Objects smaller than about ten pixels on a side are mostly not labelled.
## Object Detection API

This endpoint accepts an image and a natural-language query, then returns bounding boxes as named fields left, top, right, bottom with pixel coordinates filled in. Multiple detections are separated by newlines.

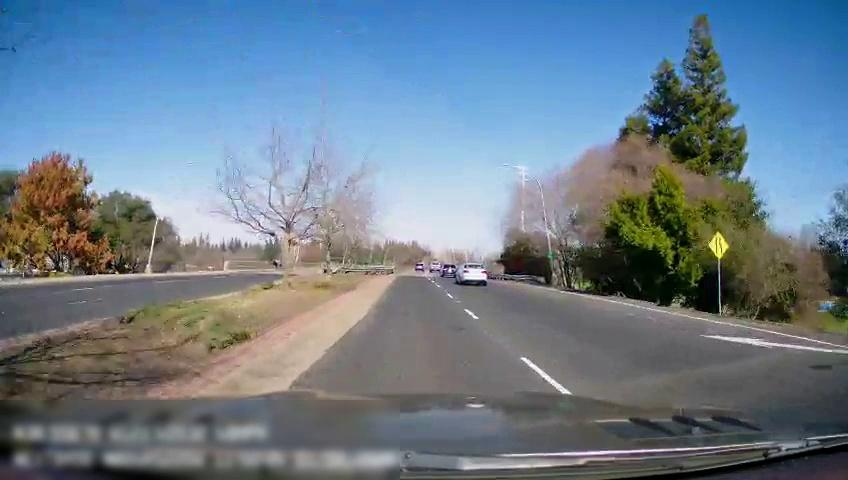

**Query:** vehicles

left=429, top=260, right=441, bottom=272
left=440, top=264, right=456, bottom=277
left=455, top=263, right=487, bottom=286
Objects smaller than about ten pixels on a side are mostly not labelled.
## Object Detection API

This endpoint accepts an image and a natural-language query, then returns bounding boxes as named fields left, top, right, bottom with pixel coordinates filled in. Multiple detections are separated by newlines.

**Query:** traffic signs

left=709, top=230, right=729, bottom=258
